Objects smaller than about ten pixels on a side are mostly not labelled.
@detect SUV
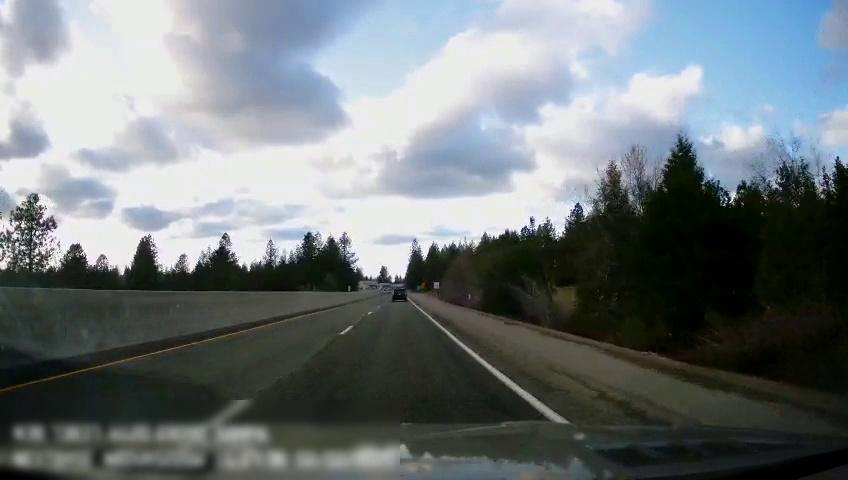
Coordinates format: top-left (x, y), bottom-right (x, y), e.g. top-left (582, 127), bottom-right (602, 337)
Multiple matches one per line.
top-left (392, 287), bottom-right (409, 302)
